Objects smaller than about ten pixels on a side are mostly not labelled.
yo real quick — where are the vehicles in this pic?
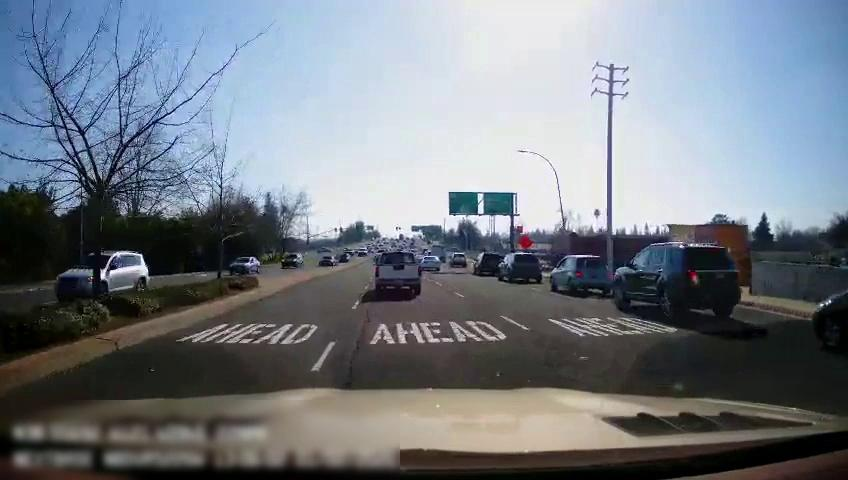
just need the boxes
[357,248,369,257]
[318,255,333,267]
[550,255,614,297]
[338,254,350,263]
[55,251,150,300]
[280,253,304,269]
[805,285,848,345]
[374,252,422,294]
[448,251,468,269]
[427,246,446,263]
[228,257,262,275]
[419,255,441,271]
[472,251,502,275]
[497,253,543,285]
[611,241,742,325]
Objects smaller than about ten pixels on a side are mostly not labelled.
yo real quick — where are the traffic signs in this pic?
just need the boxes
[448,191,479,216]
[517,234,533,250]
[482,191,514,216]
